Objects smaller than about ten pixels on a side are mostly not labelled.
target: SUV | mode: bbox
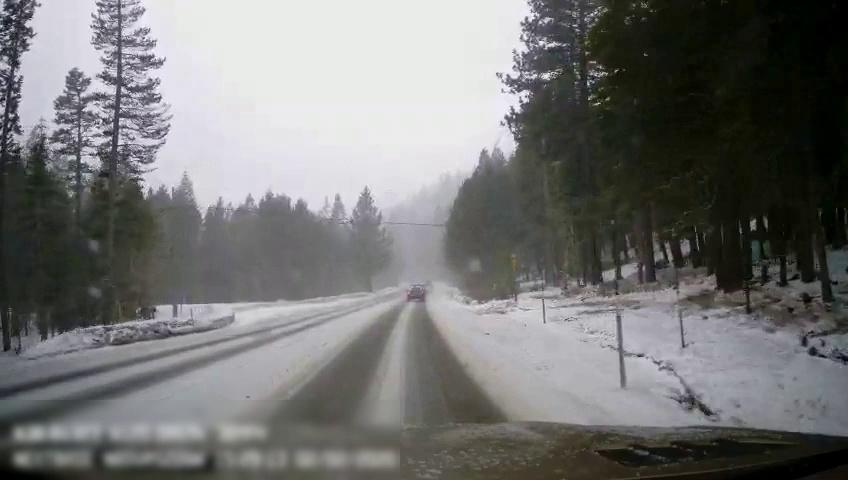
[407,284,426,303]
